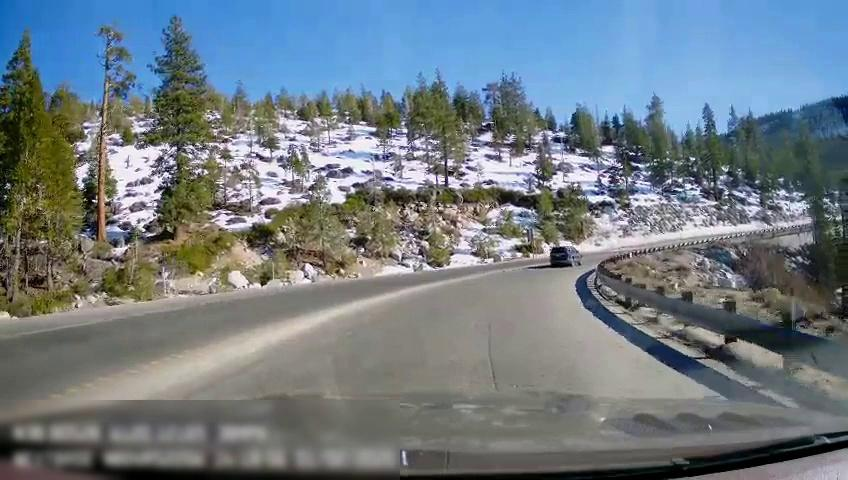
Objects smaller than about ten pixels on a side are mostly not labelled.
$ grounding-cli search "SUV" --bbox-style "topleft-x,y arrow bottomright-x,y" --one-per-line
549,245 -> 585,267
